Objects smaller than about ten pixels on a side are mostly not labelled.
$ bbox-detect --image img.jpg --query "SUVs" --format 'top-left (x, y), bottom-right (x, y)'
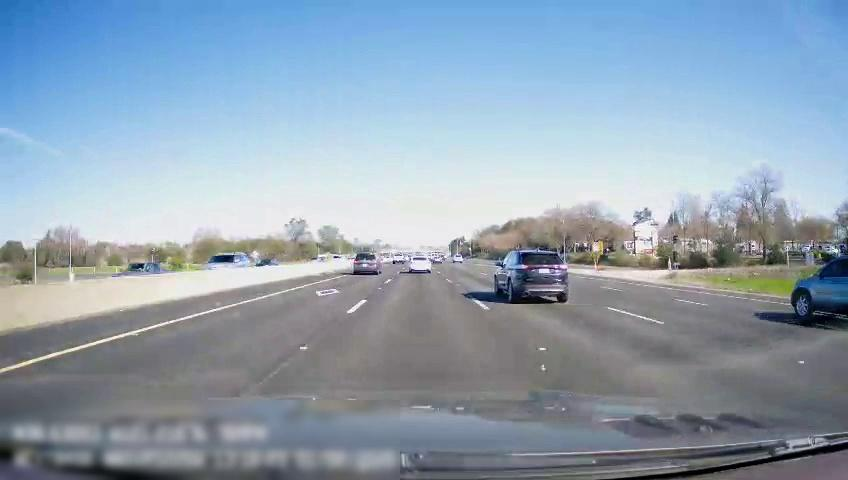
top-left (127, 261), bottom-right (161, 276)
top-left (790, 255), bottom-right (848, 321)
top-left (493, 249), bottom-right (569, 304)
top-left (205, 253), bottom-right (250, 271)
top-left (353, 252), bottom-right (383, 275)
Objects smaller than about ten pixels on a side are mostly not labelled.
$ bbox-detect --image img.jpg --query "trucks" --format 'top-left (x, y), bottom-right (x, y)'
top-left (392, 253), bottom-right (405, 265)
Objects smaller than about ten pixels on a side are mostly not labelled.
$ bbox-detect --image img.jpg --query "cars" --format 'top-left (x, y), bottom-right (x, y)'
top-left (408, 257), bottom-right (432, 274)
